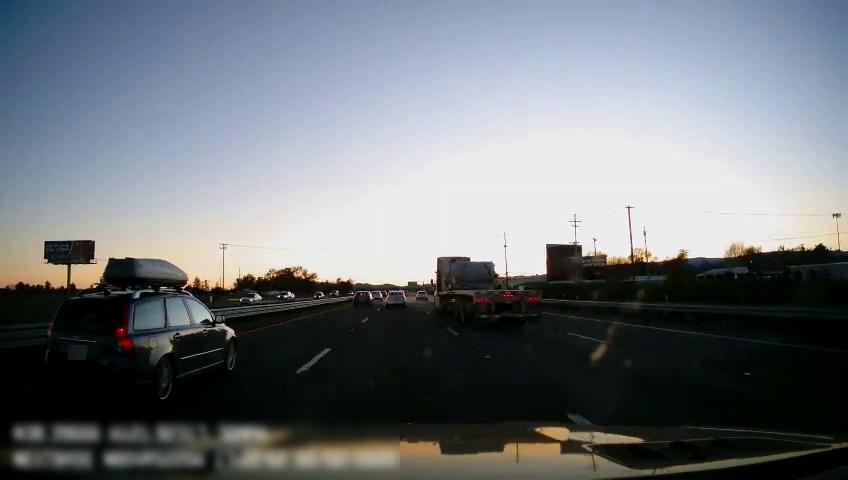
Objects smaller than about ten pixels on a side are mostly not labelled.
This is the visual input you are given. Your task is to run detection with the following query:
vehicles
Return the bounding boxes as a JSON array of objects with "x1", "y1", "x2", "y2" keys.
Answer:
[
  {"x1": 353, "y1": 291, "x2": 373, "y2": 307},
  {"x1": 277, "y1": 290, "x2": 295, "y2": 301},
  {"x1": 239, "y1": 292, "x2": 263, "y2": 305},
  {"x1": 313, "y1": 291, "x2": 325, "y2": 300},
  {"x1": 415, "y1": 290, "x2": 429, "y2": 301},
  {"x1": 384, "y1": 290, "x2": 407, "y2": 306},
  {"x1": 430, "y1": 255, "x2": 545, "y2": 327},
  {"x1": 329, "y1": 289, "x2": 340, "y2": 298},
  {"x1": 371, "y1": 290, "x2": 384, "y2": 302},
  {"x1": 42, "y1": 255, "x2": 239, "y2": 404}
]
